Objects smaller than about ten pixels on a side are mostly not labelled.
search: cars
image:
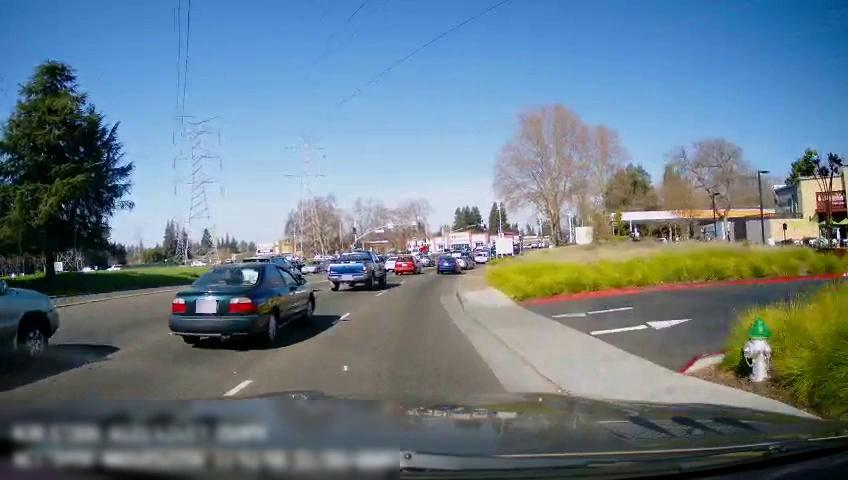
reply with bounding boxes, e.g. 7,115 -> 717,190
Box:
437,256 -> 461,273
166,261 -> 316,347
242,255 -> 302,281
475,251 -> 489,263
383,257 -> 397,273
456,256 -> 473,270
394,255 -> 416,275
300,261 -> 322,275
0,280 -> 59,370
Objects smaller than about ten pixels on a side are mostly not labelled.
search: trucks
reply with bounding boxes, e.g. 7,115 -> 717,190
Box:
327,250 -> 388,292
